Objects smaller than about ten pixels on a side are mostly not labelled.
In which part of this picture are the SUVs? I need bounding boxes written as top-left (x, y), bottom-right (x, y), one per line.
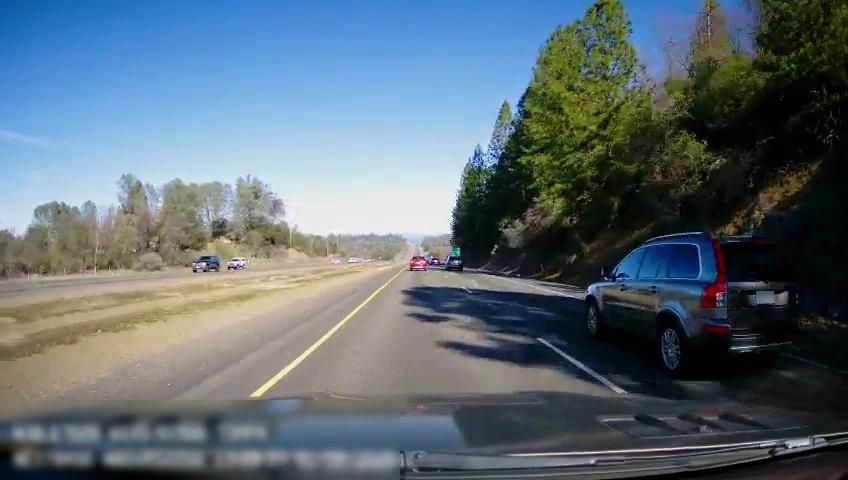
top-left (583, 236), bottom-right (802, 381)
top-left (409, 255), bottom-right (429, 273)
top-left (443, 256), bottom-right (464, 271)
top-left (191, 255), bottom-right (222, 273)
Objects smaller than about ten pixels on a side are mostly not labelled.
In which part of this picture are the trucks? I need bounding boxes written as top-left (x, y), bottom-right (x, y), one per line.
top-left (226, 258), bottom-right (246, 271)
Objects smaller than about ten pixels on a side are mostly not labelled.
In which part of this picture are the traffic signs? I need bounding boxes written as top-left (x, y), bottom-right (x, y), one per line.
top-left (451, 245), bottom-right (462, 258)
